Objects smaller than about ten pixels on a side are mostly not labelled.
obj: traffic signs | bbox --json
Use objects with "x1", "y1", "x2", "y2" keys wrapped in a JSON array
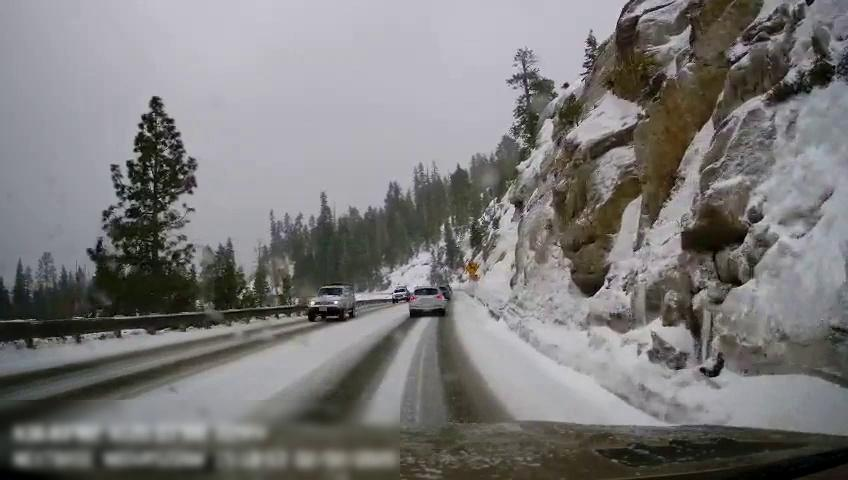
[{"x1": 465, "y1": 261, "x2": 480, "y2": 275}]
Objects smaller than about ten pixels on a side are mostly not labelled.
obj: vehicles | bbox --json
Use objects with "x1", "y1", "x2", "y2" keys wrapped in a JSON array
[
  {"x1": 392, "y1": 287, "x2": 411, "y2": 304},
  {"x1": 436, "y1": 285, "x2": 451, "y2": 301},
  {"x1": 307, "y1": 286, "x2": 356, "y2": 322},
  {"x1": 409, "y1": 287, "x2": 446, "y2": 317}
]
